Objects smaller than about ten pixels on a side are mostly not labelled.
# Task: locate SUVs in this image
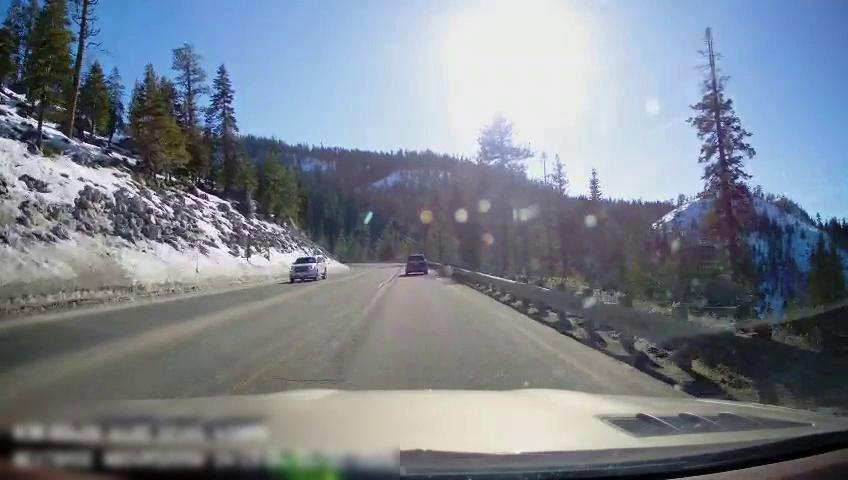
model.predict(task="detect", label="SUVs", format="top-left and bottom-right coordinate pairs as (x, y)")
top-left (288, 255), bottom-right (328, 282)
top-left (404, 254), bottom-right (428, 275)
